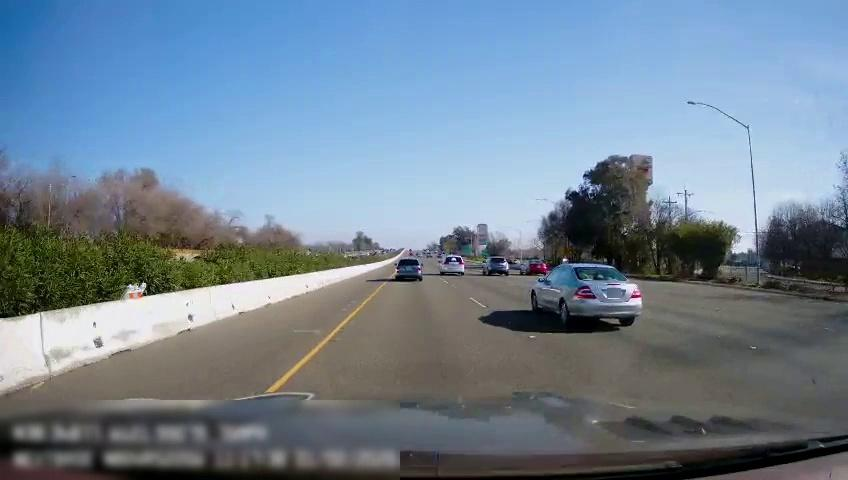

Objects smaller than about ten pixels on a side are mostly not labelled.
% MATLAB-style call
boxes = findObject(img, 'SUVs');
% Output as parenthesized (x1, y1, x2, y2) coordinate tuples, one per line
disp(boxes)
(481, 256, 509, 276)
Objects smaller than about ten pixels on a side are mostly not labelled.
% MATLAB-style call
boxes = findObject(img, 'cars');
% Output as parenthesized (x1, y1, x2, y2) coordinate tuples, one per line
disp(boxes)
(440, 255, 464, 275)
(393, 257, 423, 280)
(520, 259, 547, 276)
(530, 263, 642, 328)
